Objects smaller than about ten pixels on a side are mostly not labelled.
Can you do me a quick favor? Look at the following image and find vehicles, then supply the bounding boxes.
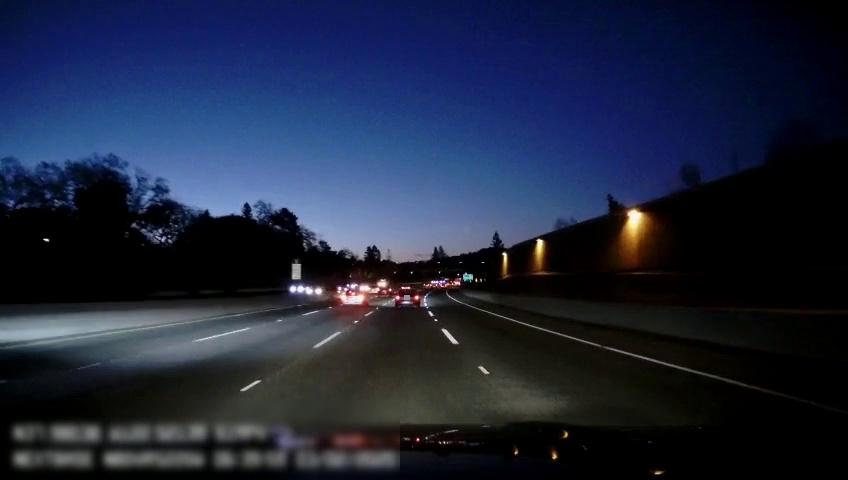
[306,286,326,295]
[395,288,421,310]
[289,283,310,293]
[342,289,369,309]
[370,285,381,294]
[377,285,393,298]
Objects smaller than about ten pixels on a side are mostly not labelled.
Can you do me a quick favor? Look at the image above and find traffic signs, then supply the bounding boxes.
[292,259,302,280]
